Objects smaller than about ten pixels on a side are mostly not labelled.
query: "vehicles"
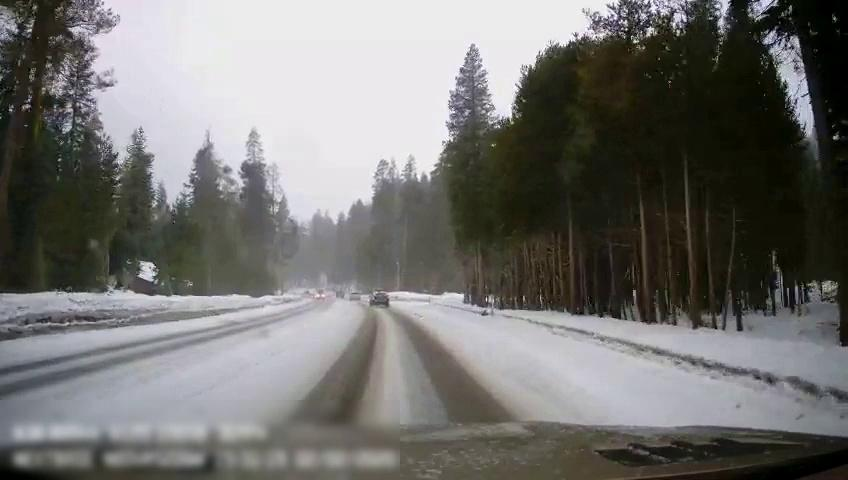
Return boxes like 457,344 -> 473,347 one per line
349,293 -> 361,301
369,288 -> 390,308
